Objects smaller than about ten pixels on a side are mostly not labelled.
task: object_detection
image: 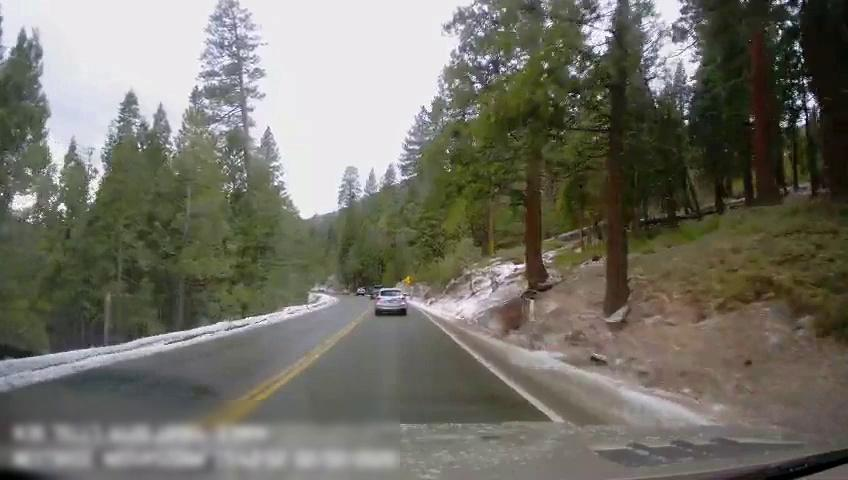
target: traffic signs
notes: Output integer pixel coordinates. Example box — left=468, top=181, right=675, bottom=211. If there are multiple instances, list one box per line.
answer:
left=404, top=275, right=415, bottom=286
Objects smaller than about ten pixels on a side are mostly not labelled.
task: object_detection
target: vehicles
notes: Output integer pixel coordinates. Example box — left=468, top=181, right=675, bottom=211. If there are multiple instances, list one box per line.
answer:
left=375, top=288, right=408, bottom=317
left=356, top=287, right=367, bottom=297
left=369, top=286, right=384, bottom=300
